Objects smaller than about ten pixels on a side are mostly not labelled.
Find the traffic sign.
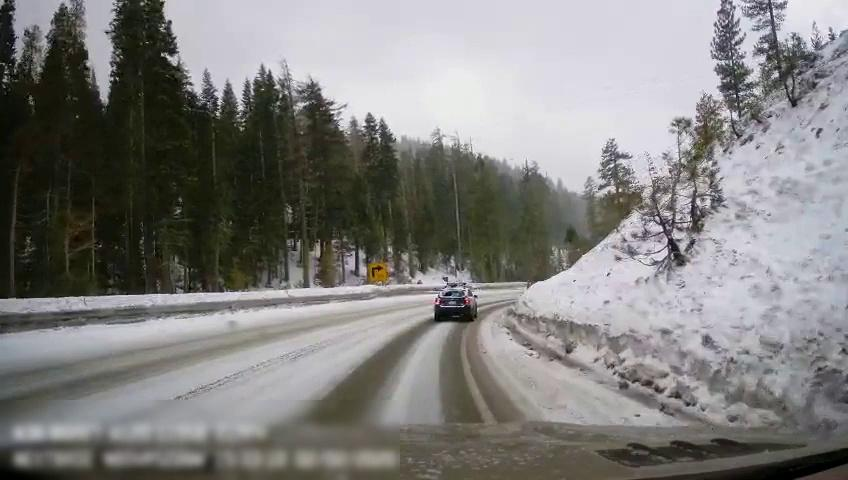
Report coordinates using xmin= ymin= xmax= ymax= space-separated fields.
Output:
xmin=368 ymin=262 xmax=388 ymax=281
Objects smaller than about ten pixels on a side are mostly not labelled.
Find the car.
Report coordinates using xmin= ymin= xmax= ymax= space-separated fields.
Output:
xmin=434 ymin=283 xmax=478 ymax=323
